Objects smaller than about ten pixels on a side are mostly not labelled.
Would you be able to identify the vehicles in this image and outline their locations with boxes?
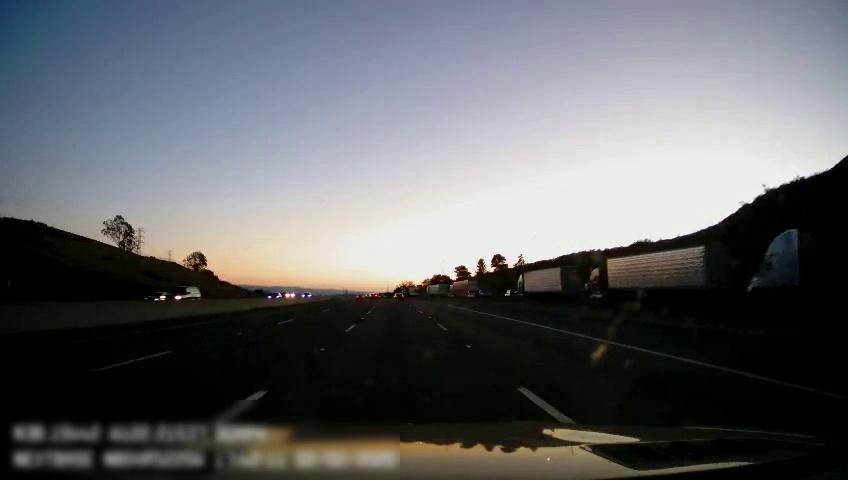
[284,291,296,299]
[392,292,406,301]
[425,283,450,297]
[504,288,515,298]
[450,280,480,298]
[745,226,811,298]
[479,289,492,296]
[585,242,729,308]
[267,292,283,299]
[302,291,313,299]
[159,286,202,302]
[514,266,583,302]
[409,286,420,296]
[144,291,166,302]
